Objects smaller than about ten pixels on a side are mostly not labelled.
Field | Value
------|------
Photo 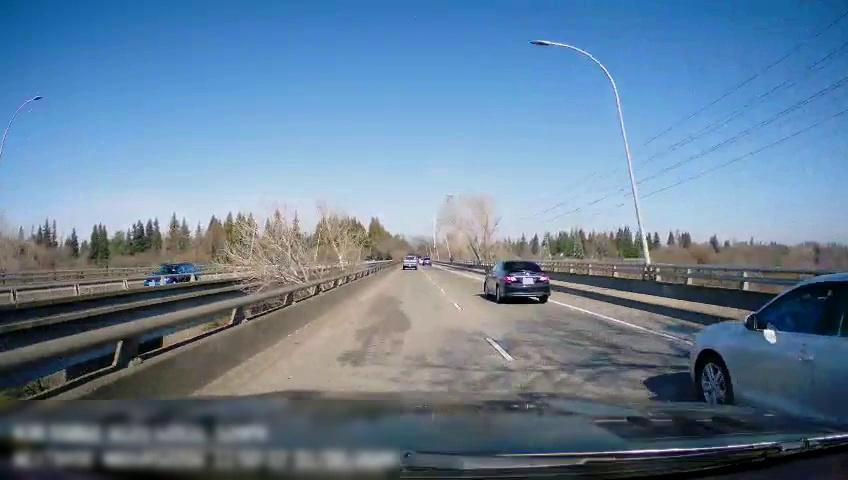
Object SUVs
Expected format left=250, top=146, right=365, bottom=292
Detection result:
left=143, top=263, right=199, bottom=287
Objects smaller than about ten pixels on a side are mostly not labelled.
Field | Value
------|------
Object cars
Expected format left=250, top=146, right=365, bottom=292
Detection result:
left=483, top=260, right=552, bottom=304
left=686, top=272, right=848, bottom=417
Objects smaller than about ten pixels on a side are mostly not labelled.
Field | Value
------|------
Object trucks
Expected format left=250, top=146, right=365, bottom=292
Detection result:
left=402, top=256, right=418, bottom=271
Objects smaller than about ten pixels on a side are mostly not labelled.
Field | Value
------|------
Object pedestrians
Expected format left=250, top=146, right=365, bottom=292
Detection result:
left=449, top=254, right=454, bottom=265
